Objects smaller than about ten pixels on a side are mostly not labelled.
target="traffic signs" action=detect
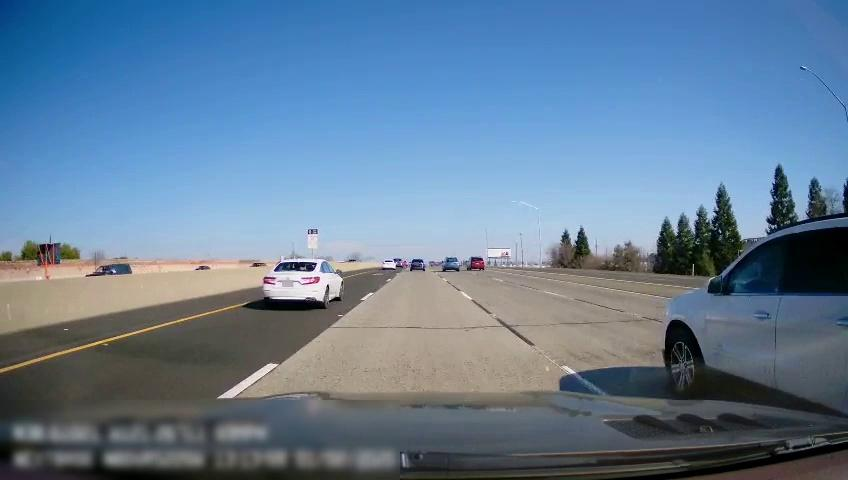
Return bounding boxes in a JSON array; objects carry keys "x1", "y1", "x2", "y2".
[{"x1": 306, "y1": 228, "x2": 319, "y2": 248}]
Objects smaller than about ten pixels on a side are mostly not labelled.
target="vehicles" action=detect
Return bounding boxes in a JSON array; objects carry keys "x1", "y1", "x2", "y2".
[
  {"x1": 262, "y1": 258, "x2": 346, "y2": 310},
  {"x1": 381, "y1": 258, "x2": 397, "y2": 271},
  {"x1": 194, "y1": 265, "x2": 211, "y2": 271},
  {"x1": 441, "y1": 256, "x2": 460, "y2": 273},
  {"x1": 409, "y1": 258, "x2": 426, "y2": 272},
  {"x1": 393, "y1": 258, "x2": 403, "y2": 269},
  {"x1": 85, "y1": 263, "x2": 135, "y2": 278},
  {"x1": 464, "y1": 256, "x2": 486, "y2": 271},
  {"x1": 249, "y1": 262, "x2": 268, "y2": 268},
  {"x1": 660, "y1": 212, "x2": 848, "y2": 417}
]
